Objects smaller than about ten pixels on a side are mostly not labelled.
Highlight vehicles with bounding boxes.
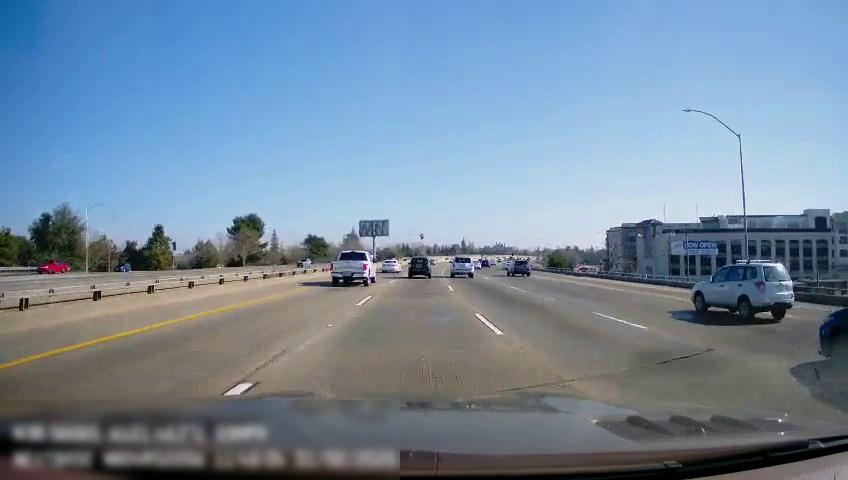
[470,260,482,270]
[818,306,848,361]
[36,259,73,275]
[407,257,433,279]
[503,262,513,271]
[449,256,475,278]
[327,250,378,287]
[506,259,531,278]
[296,257,313,269]
[381,258,402,273]
[689,259,795,323]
